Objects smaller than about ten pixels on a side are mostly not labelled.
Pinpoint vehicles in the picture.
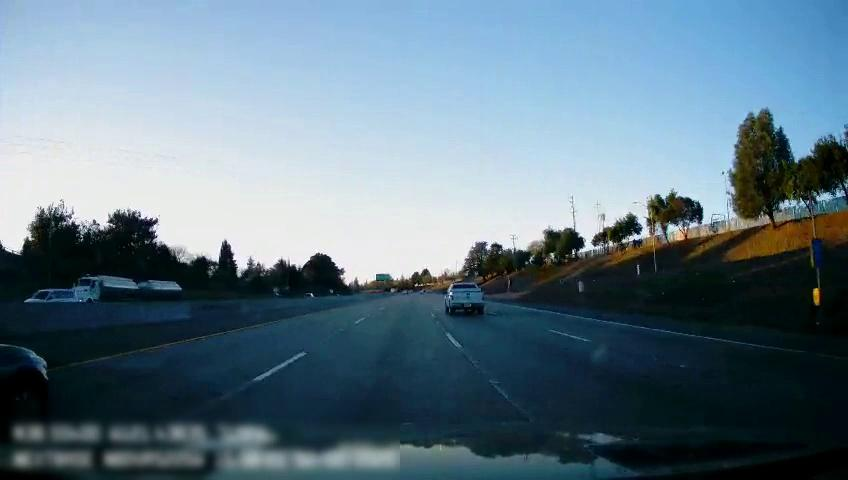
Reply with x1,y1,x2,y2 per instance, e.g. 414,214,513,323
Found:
72,275,141,304
0,344,52,444
138,279,183,302
24,289,77,303
441,282,485,315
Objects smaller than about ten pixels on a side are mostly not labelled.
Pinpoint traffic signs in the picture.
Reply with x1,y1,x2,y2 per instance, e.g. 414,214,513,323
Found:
376,273,390,281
